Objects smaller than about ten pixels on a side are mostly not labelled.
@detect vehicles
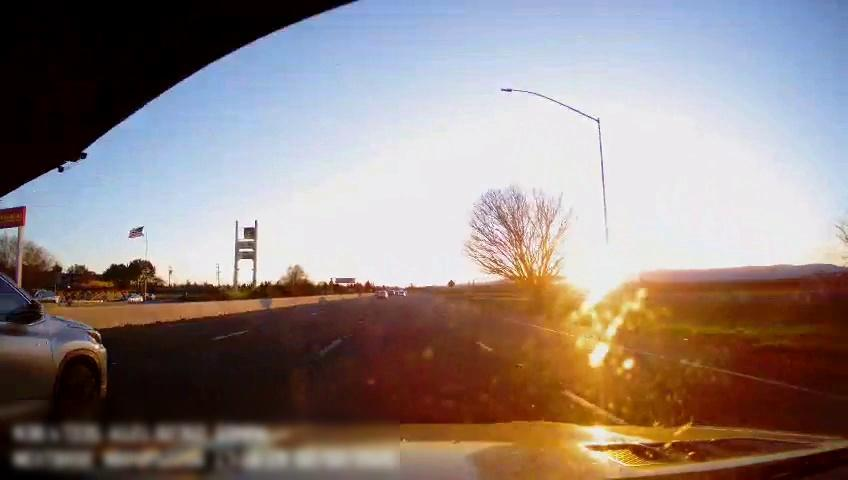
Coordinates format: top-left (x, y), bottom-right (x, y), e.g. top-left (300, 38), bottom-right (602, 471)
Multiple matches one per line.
top-left (376, 290), bottom-right (389, 300)
top-left (0, 272), bottom-right (109, 442)
top-left (29, 289), bottom-right (60, 304)
top-left (120, 294), bottom-right (144, 304)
